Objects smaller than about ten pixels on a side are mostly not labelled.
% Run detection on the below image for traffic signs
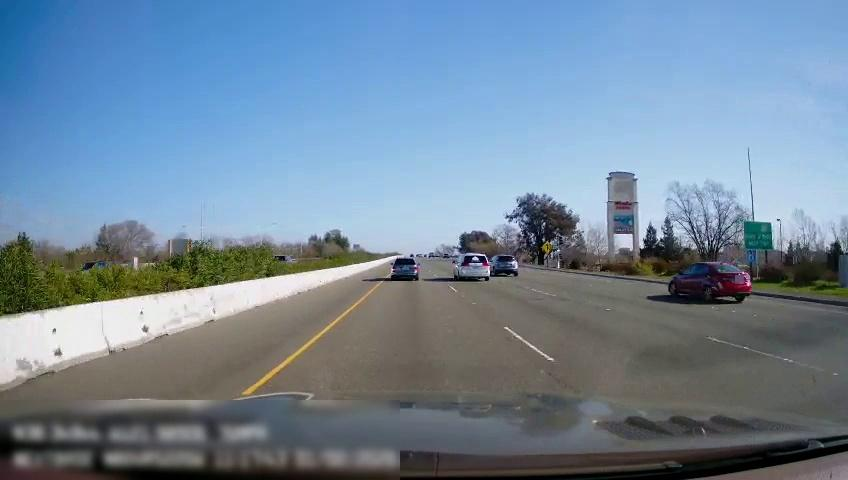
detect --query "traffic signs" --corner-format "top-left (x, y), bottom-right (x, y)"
top-left (541, 241), bottom-right (554, 254)
top-left (744, 222), bottom-right (774, 249)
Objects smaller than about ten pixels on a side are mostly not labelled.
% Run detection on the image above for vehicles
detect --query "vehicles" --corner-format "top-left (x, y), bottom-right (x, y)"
top-left (452, 253), bottom-right (491, 281)
top-left (668, 261), bottom-right (752, 304)
top-left (490, 255), bottom-right (518, 277)
top-left (390, 257), bottom-right (420, 280)
top-left (79, 260), bottom-right (113, 272)
top-left (274, 254), bottom-right (295, 263)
